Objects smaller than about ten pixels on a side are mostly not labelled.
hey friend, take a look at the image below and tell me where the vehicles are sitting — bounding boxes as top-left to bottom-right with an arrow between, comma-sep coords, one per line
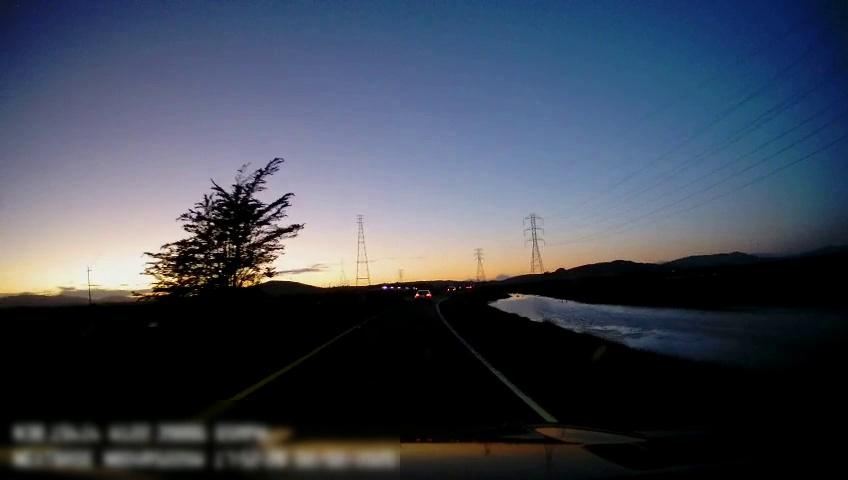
414,289 -> 432,303
446,286 -> 458,294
